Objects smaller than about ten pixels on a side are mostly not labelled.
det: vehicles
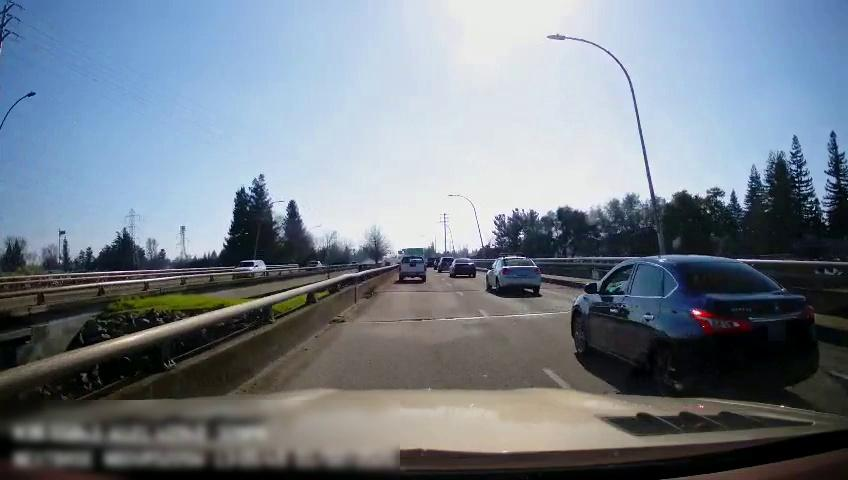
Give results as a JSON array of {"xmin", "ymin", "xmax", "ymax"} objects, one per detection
[
  {"xmin": 449, "ymin": 258, "xmax": 477, "ymax": 279},
  {"xmin": 231, "ymin": 259, "xmax": 267, "ymax": 280},
  {"xmin": 437, "ymin": 256, "xmax": 455, "ymax": 273},
  {"xmin": 398, "ymin": 256, "xmax": 427, "ymax": 282},
  {"xmin": 427, "ymin": 256, "xmax": 436, "ymax": 268},
  {"xmin": 433, "ymin": 257, "xmax": 440, "ymax": 270},
  {"xmin": 570, "ymin": 256, "xmax": 822, "ymax": 402},
  {"xmin": 306, "ymin": 260, "xmax": 323, "ymax": 267},
  {"xmin": 486, "ymin": 256, "xmax": 542, "ymax": 297}
]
